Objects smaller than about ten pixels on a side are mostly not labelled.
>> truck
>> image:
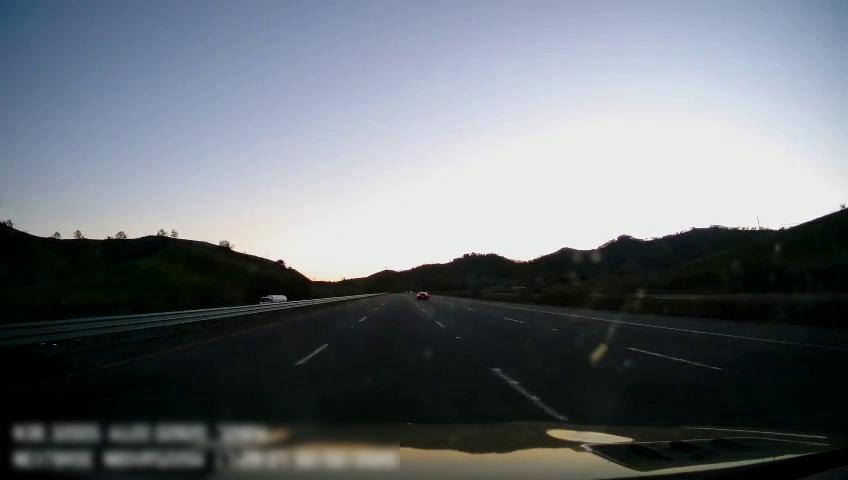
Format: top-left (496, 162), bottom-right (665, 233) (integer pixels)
top-left (259, 295), bottom-right (287, 305)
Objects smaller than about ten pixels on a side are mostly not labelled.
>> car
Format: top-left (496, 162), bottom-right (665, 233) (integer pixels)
top-left (417, 291), bottom-right (430, 301)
